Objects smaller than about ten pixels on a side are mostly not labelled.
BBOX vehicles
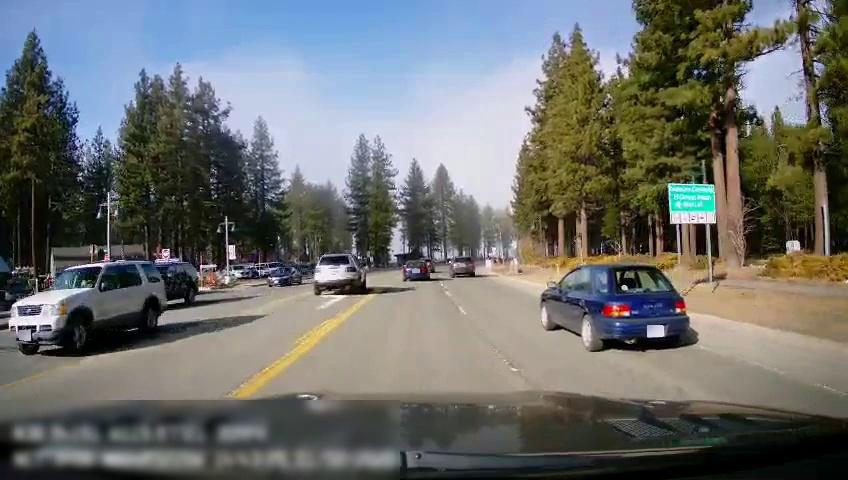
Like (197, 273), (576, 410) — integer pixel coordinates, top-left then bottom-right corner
(426, 257), (435, 273)
(267, 265), (303, 286)
(449, 256), (476, 278)
(403, 257), (431, 281)
(539, 264), (690, 352)
(8, 262), (168, 355)
(313, 253), (366, 295)
(155, 262), (200, 306)
(247, 263), (272, 278)
(229, 264), (251, 279)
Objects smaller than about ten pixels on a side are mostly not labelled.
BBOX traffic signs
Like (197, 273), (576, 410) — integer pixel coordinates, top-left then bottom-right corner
(668, 182), (717, 224)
